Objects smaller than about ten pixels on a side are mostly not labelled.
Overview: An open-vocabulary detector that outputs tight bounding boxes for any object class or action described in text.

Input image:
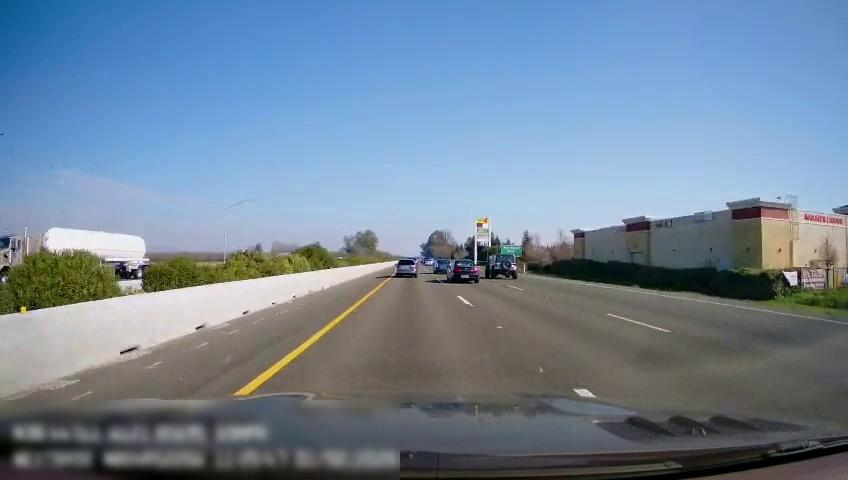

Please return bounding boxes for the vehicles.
[446,259,480,284]
[423,258,434,266]
[0,228,153,283]
[483,254,520,280]
[432,257,452,274]
[393,258,419,278]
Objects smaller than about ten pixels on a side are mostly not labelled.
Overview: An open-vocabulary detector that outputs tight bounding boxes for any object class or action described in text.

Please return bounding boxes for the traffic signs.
[498,245,523,257]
